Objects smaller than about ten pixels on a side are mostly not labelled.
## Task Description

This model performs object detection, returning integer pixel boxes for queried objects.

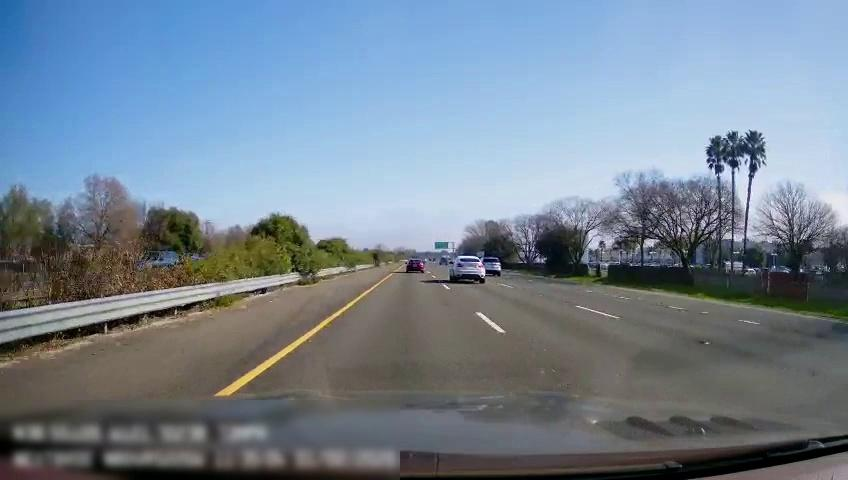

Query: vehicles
[480,257,501,276]
[449,256,486,284]
[406,258,425,273]
[135,250,178,272]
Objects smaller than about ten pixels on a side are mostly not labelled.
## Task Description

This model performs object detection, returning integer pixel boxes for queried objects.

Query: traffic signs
[434,241,448,249]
